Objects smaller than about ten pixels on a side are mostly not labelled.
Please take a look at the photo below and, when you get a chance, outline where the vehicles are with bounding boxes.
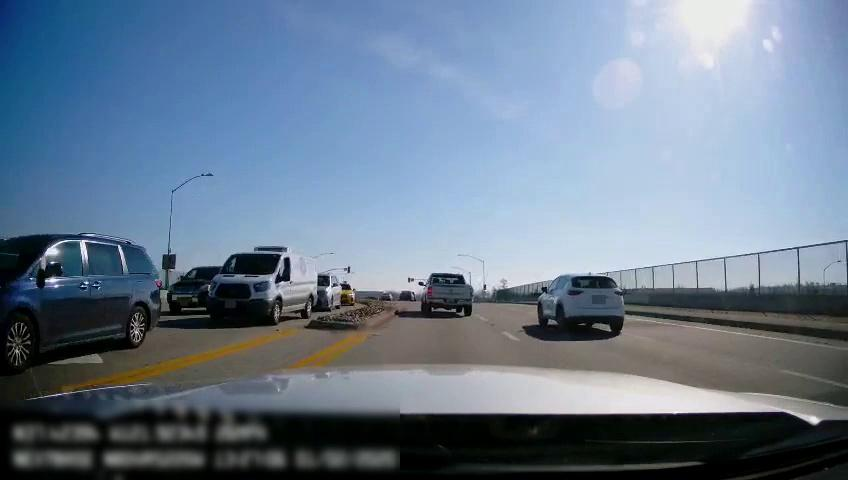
[417,272,474,317]
[0,233,161,376]
[536,274,625,337]
[206,251,317,328]
[339,283,356,307]
[166,266,222,315]
[399,290,414,302]
[380,293,393,302]
[309,271,342,313]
